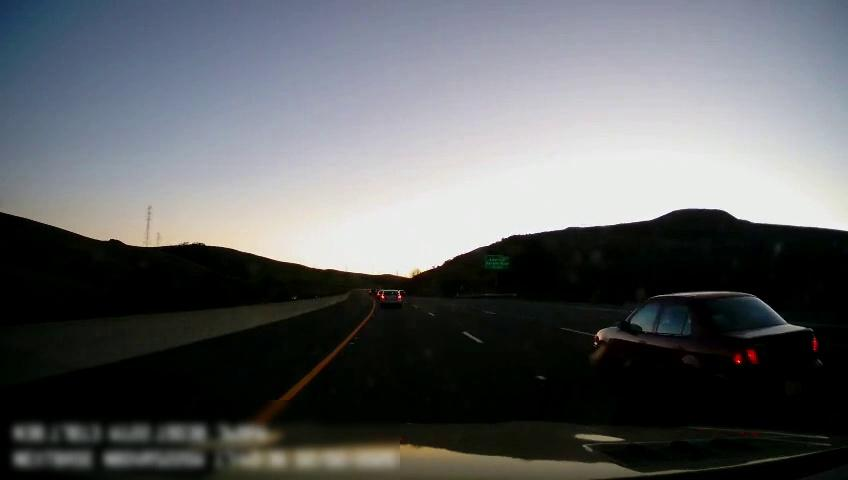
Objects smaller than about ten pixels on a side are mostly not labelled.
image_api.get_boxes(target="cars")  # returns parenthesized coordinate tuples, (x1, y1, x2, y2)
(380, 289, 402, 308)
(589, 291, 824, 412)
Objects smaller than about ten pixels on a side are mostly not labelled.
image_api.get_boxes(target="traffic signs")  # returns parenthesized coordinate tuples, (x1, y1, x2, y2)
(483, 255, 511, 271)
